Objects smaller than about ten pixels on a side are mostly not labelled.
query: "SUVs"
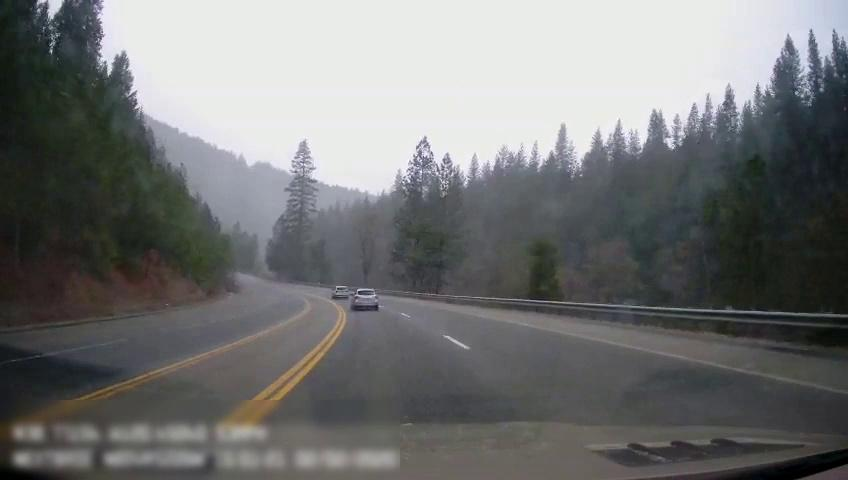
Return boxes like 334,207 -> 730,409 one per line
350,288 -> 378,311
331,285 -> 349,299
